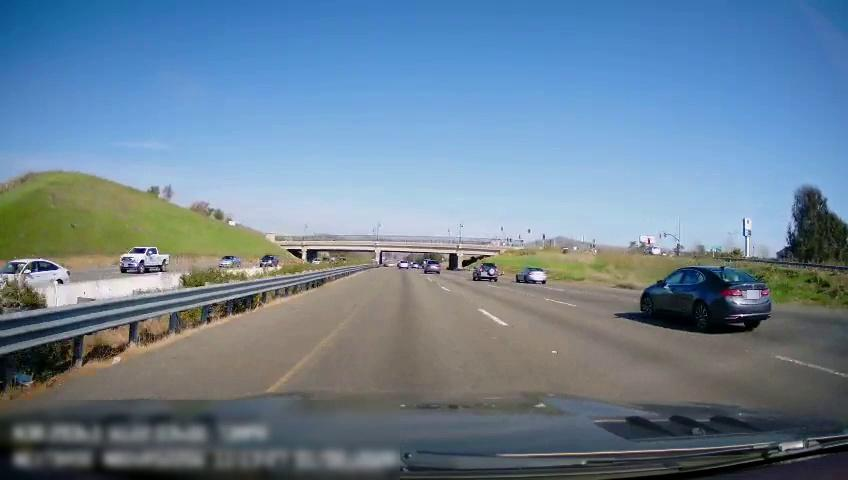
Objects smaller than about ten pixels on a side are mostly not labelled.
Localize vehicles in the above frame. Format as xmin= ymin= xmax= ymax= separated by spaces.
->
xmin=0 ymin=258 xmax=73 ymax=290
xmin=259 ymin=255 xmax=280 ymax=268
xmin=119 ymin=246 xmax=170 ymax=274
xmin=423 ymin=260 xmax=441 ymax=274
xmin=646 ymin=245 xmax=662 ymax=255
xmin=398 ymin=260 xmax=409 ymax=270
xmin=639 ymin=264 xmax=773 ymax=332
xmin=311 ymin=258 xmax=322 ymax=265
xmin=421 ymin=258 xmax=430 ymax=270
xmin=218 ymin=255 xmax=241 ymax=269
xmin=514 ymin=266 xmax=547 ymax=285
xmin=472 ymin=262 xmax=499 ymax=283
